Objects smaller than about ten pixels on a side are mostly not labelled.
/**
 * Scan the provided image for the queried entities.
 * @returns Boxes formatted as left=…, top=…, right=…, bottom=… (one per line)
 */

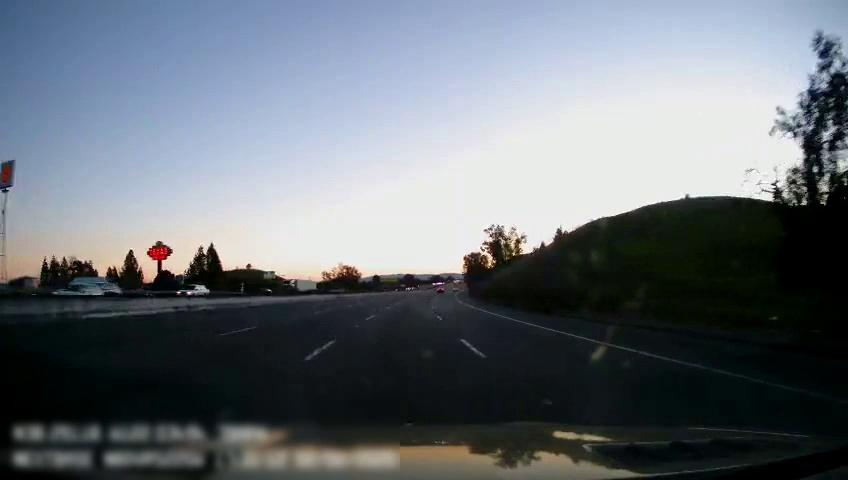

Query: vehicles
left=52, top=282, right=104, bottom=299
left=176, top=283, right=211, bottom=299
left=281, top=279, right=318, bottom=297
left=95, top=281, right=123, bottom=297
